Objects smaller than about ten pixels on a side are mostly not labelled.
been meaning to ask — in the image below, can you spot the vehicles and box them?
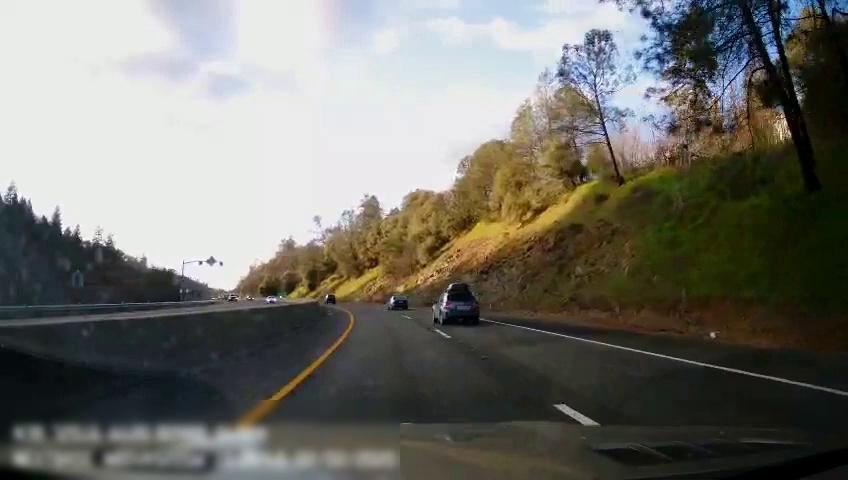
[227,293,239,303]
[386,295,409,311]
[431,283,481,325]
[324,293,336,304]
[265,295,277,304]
